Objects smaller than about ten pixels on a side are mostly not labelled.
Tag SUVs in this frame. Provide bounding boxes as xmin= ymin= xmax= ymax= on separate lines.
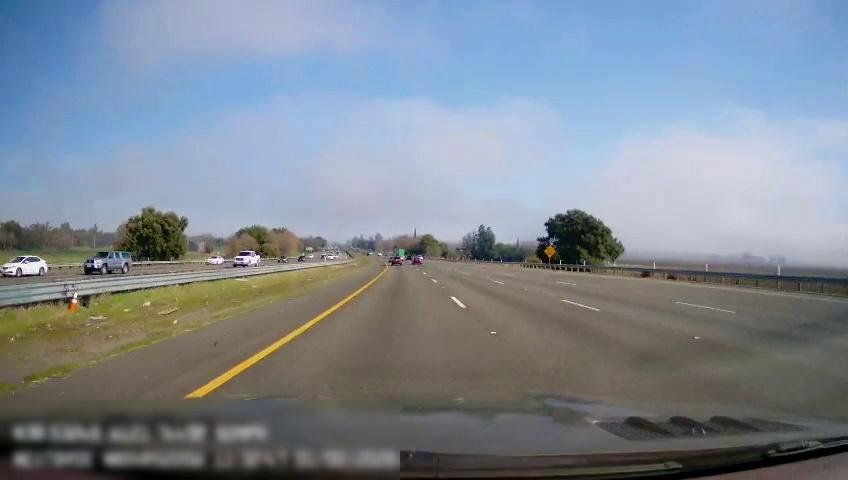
xmin=83 ymin=250 xmax=133 ymax=276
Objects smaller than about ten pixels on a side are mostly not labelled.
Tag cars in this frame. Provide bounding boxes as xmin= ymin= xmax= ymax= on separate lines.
xmin=0 ymin=255 xmax=48 ymax=278
xmin=207 ymin=255 xmax=225 ymax=266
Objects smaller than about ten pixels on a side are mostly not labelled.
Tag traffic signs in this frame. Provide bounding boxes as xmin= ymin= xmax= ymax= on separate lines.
xmin=544 ymin=244 xmax=557 ymax=258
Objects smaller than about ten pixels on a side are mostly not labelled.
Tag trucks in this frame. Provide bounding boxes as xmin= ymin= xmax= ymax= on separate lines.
xmin=232 ymin=250 xmax=261 ymax=268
